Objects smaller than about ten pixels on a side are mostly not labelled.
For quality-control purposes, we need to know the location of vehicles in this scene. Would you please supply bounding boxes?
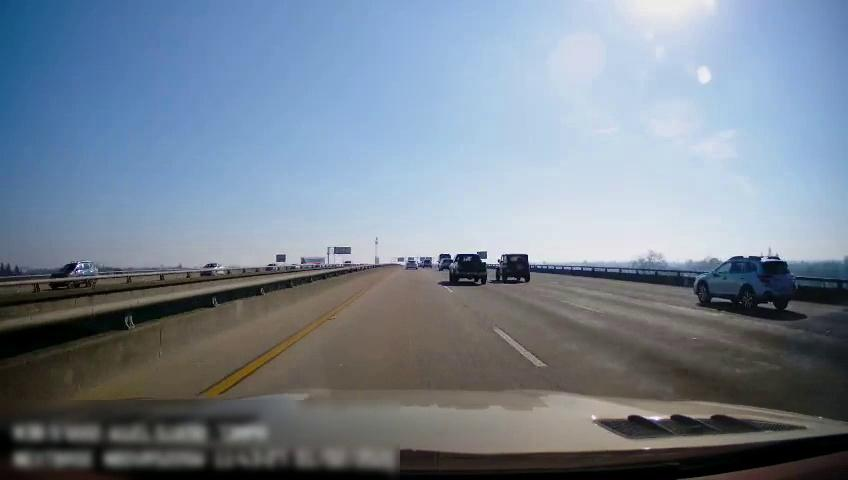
[265,263,279,271]
[449,254,487,284]
[198,262,231,276]
[406,260,418,269]
[420,259,433,269]
[437,258,454,271]
[495,253,531,282]
[48,261,99,289]
[693,255,798,313]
